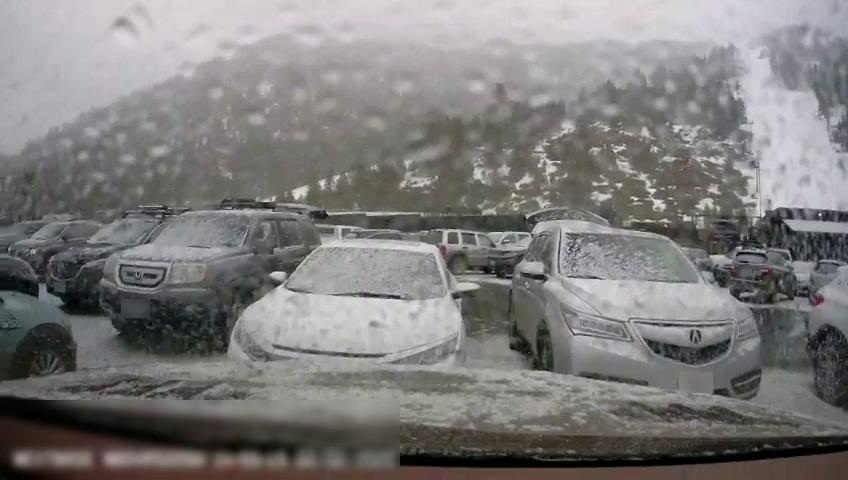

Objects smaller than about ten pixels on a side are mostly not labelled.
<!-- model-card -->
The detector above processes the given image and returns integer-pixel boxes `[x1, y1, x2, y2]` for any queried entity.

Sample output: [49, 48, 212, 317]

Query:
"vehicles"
[45, 217, 170, 316]
[805, 266, 848, 408]
[491, 219, 561, 280]
[486, 231, 531, 247]
[709, 255, 732, 264]
[0, 289, 78, 382]
[314, 224, 362, 239]
[508, 221, 763, 401]
[789, 261, 817, 298]
[99, 209, 323, 354]
[726, 250, 799, 305]
[0, 253, 40, 300]
[7, 220, 105, 283]
[419, 229, 499, 277]
[807, 259, 843, 299]
[227, 239, 481, 367]
[679, 247, 716, 272]
[715, 259, 732, 289]
[0, 220, 54, 255]
[341, 228, 420, 242]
